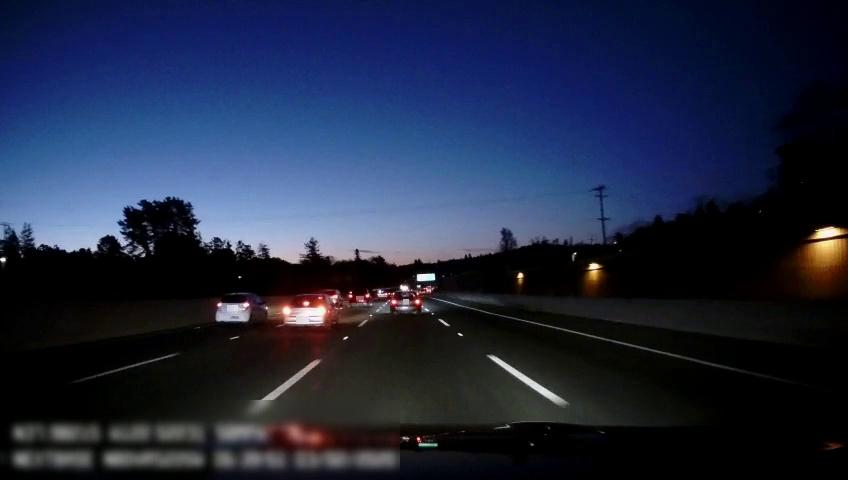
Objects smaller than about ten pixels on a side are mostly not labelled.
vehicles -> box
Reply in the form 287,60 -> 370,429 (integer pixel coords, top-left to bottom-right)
390,290 -> 422,315
320,289 -> 343,307
215,293 -> 269,328
348,287 -> 372,309
377,289 -> 391,299
283,293 -> 340,332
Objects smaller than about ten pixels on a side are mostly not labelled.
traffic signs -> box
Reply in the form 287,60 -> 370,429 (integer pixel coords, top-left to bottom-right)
417,273 -> 435,281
